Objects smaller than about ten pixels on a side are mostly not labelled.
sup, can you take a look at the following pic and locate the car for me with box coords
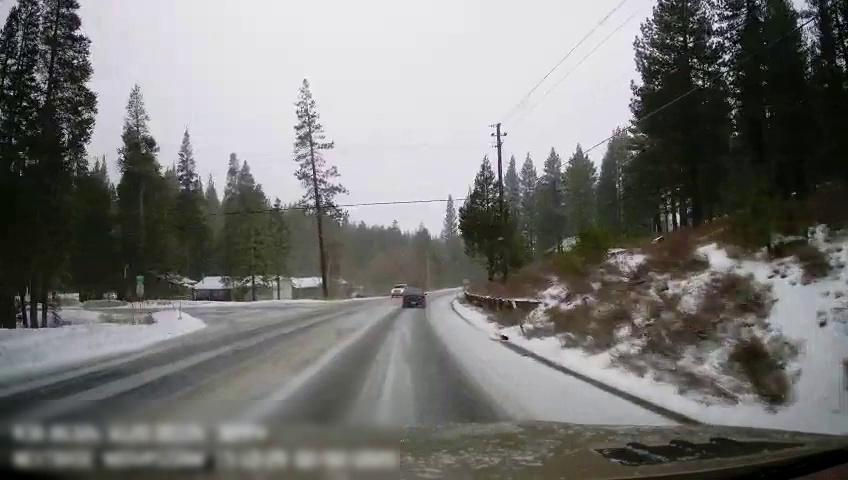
[402,288,426,309]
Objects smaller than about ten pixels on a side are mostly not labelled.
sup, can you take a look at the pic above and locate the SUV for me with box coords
[390,283,409,298]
